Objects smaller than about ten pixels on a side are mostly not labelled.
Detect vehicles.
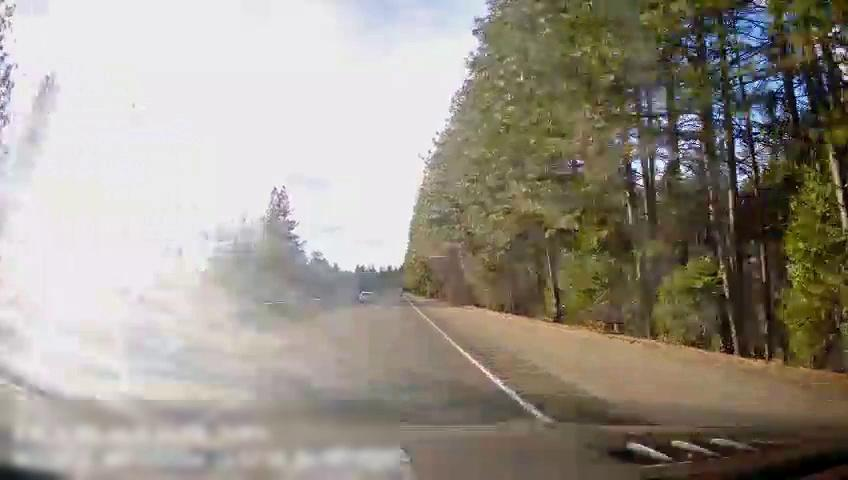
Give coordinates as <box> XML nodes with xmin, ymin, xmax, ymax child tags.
<box><xmin>359</xmin><ymin>289</ymin><xmax>375</xmax><ymax>303</ymax></box>
<box><xmin>392</xmin><ymin>286</ymin><xmax>402</xmax><ymax>298</ymax></box>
